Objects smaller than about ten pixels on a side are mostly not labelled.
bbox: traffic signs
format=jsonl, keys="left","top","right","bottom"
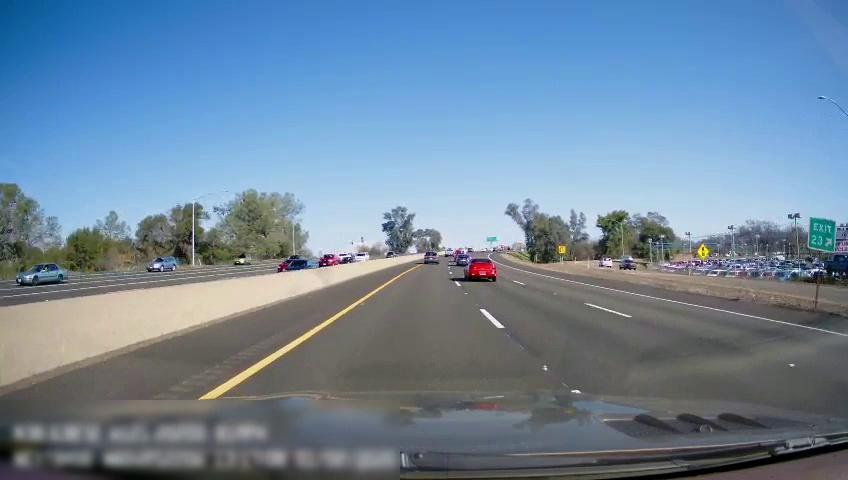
{"left": 696, "top": 242, "right": 711, "bottom": 260}
{"left": 808, "top": 216, "right": 837, "bottom": 254}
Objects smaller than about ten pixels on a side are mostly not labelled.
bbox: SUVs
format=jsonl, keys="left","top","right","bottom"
{"left": 598, "top": 257, "right": 613, "bottom": 269}
{"left": 618, "top": 259, "right": 637, "bottom": 270}
{"left": 145, "top": 255, "right": 178, "bottom": 273}
{"left": 423, "top": 250, "right": 441, "bottom": 265}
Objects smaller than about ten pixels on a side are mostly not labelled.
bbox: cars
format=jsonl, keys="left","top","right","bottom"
{"left": 463, "top": 257, "right": 497, "bottom": 282}
{"left": 16, "top": 262, "right": 65, "bottom": 287}
{"left": 455, "top": 254, "right": 469, "bottom": 266}
{"left": 277, "top": 257, "right": 310, "bottom": 273}
{"left": 318, "top": 253, "right": 341, "bottom": 268}
{"left": 353, "top": 251, "right": 371, "bottom": 263}
{"left": 285, "top": 257, "right": 315, "bottom": 272}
